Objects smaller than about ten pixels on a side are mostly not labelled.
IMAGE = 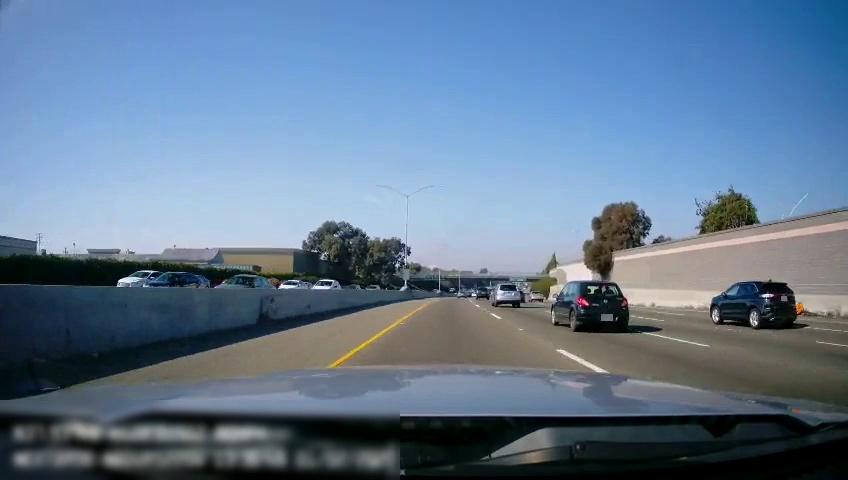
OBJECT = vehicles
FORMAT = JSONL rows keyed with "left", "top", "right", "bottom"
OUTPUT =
{"left": 142, "top": 271, "right": 205, "bottom": 288}
{"left": 527, "top": 291, "right": 544, "bottom": 303}
{"left": 303, "top": 282, "right": 314, "bottom": 289}
{"left": 213, "top": 274, "right": 276, "bottom": 289}
{"left": 550, "top": 280, "right": 629, "bottom": 332}
{"left": 490, "top": 284, "right": 521, "bottom": 308}
{"left": 116, "top": 270, "right": 165, "bottom": 287}
{"left": 265, "top": 277, "right": 283, "bottom": 289}
{"left": 518, "top": 290, "right": 526, "bottom": 303}
{"left": 192, "top": 275, "right": 211, "bottom": 288}
{"left": 278, "top": 280, "right": 309, "bottom": 289}
{"left": 476, "top": 287, "right": 490, "bottom": 300}
{"left": 310, "top": 280, "right": 342, "bottom": 289}
{"left": 709, "top": 281, "right": 797, "bottom": 330}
